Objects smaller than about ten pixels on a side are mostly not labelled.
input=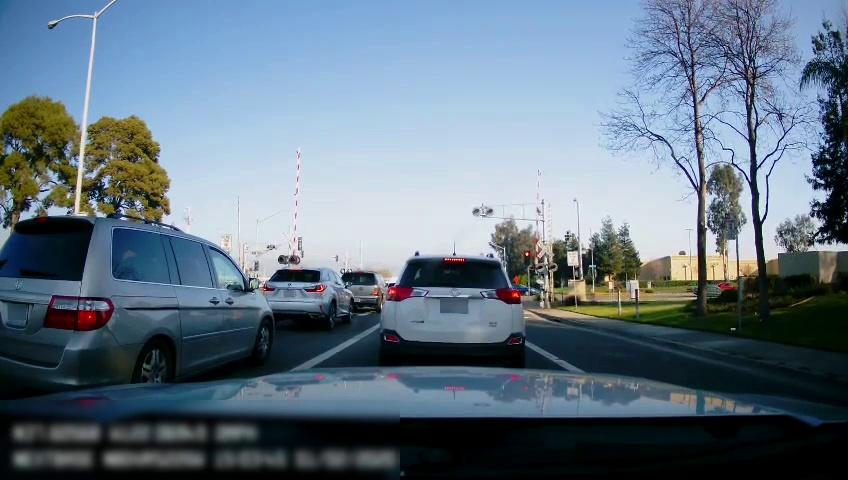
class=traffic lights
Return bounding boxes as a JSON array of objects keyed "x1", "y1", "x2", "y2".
[
  {"x1": 523, "y1": 250, "x2": 531, "y2": 265},
  {"x1": 564, "y1": 231, "x2": 570, "y2": 245},
  {"x1": 277, "y1": 255, "x2": 289, "y2": 265},
  {"x1": 289, "y1": 255, "x2": 301, "y2": 265},
  {"x1": 297, "y1": 237, "x2": 303, "y2": 252}
]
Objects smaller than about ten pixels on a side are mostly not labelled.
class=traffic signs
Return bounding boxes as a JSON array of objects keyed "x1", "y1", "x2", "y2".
[
  {"x1": 536, "y1": 240, "x2": 554, "y2": 259},
  {"x1": 567, "y1": 251, "x2": 579, "y2": 267}
]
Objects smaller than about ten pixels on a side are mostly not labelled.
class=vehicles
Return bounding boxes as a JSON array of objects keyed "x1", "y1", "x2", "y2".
[
  {"x1": 512, "y1": 283, "x2": 537, "y2": 296},
  {"x1": 339, "y1": 270, "x2": 387, "y2": 313},
  {"x1": 718, "y1": 279, "x2": 738, "y2": 294},
  {"x1": 380, "y1": 251, "x2": 525, "y2": 364},
  {"x1": 262, "y1": 266, "x2": 354, "y2": 330},
  {"x1": 0, "y1": 212, "x2": 277, "y2": 393},
  {"x1": 704, "y1": 283, "x2": 722, "y2": 297}
]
